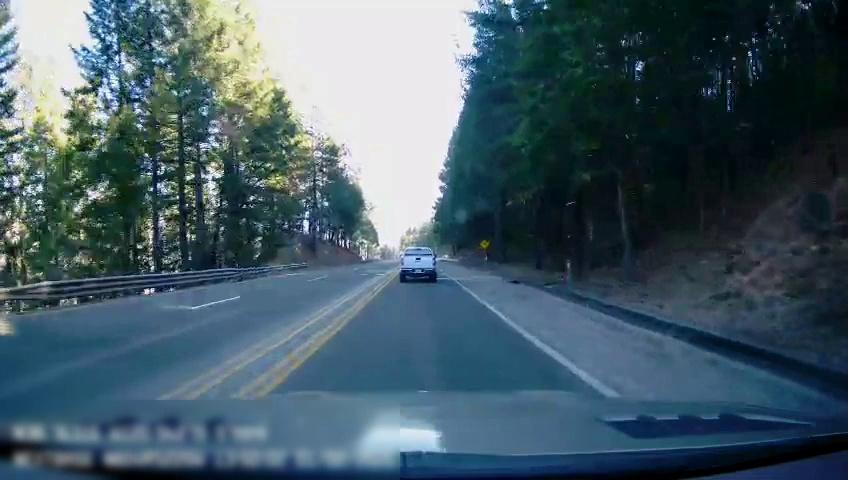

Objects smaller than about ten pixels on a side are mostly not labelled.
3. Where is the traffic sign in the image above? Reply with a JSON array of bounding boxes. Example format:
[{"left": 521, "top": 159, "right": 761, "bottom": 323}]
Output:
[{"left": 479, "top": 239, "right": 490, "bottom": 248}]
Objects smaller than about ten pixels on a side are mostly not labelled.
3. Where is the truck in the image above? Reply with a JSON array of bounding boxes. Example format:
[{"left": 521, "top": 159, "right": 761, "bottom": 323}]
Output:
[{"left": 399, "top": 246, "right": 438, "bottom": 283}]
